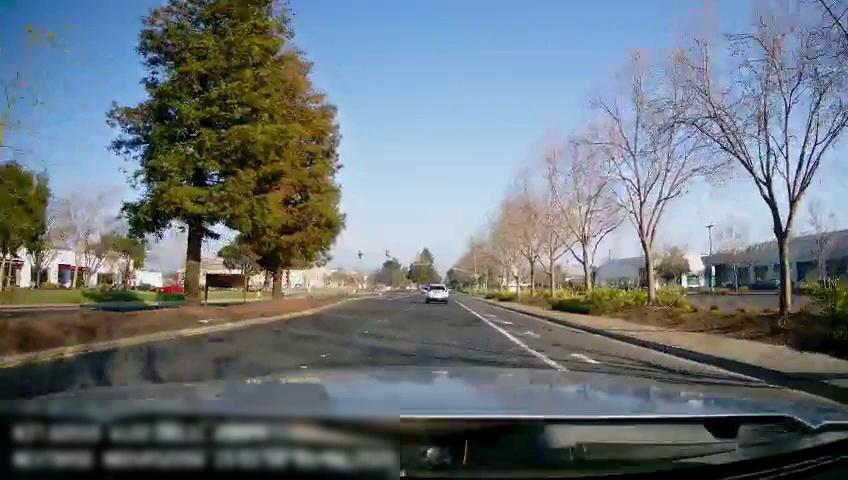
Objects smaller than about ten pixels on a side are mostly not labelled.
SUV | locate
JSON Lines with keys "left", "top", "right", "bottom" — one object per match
{"left": 425, "top": 284, "right": 450, "bottom": 304}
